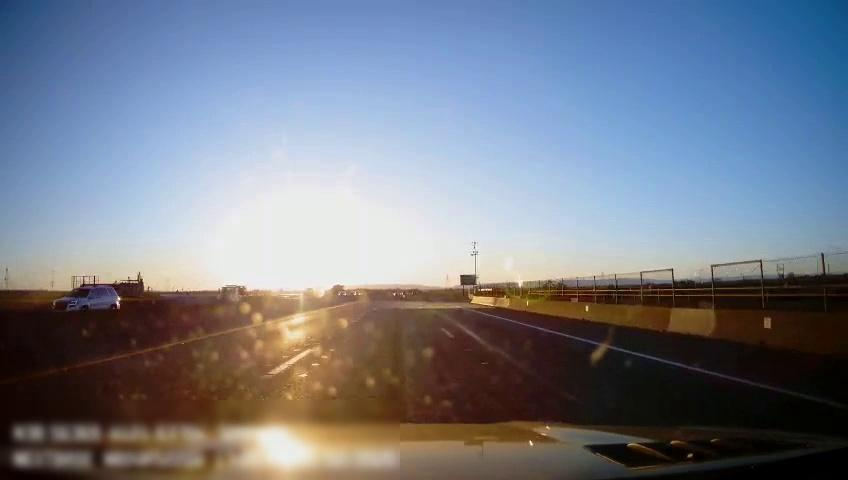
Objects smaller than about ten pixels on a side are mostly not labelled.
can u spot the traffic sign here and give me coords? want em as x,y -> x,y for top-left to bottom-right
460,274 -> 477,286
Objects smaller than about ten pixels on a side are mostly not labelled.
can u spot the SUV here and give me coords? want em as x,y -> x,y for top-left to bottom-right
52,286 -> 121,315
